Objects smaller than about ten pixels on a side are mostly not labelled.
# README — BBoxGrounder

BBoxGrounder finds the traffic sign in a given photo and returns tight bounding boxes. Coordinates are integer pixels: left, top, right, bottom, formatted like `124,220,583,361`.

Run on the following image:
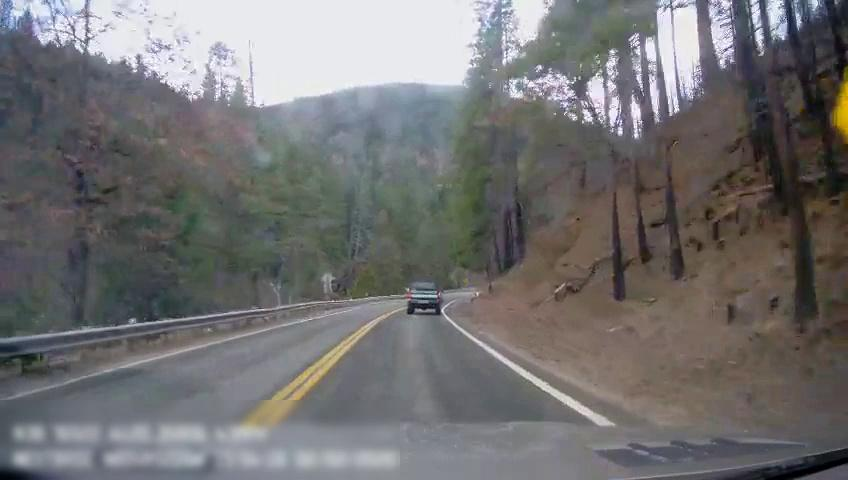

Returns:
829,82,848,149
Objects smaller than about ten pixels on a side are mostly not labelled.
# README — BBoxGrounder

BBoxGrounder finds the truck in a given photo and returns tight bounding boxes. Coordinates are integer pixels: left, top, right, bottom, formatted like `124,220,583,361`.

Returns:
407,282,442,316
